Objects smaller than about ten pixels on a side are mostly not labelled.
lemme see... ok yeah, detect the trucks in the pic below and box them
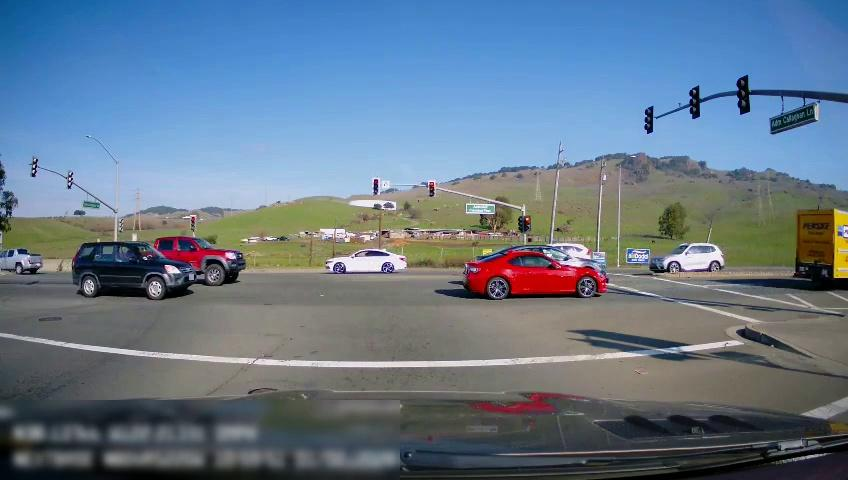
[152,235,248,287]
[790,207,848,281]
[0,248,43,275]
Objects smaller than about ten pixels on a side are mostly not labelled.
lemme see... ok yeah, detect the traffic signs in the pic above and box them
[82,199,101,209]
[464,201,497,216]
[768,100,821,135]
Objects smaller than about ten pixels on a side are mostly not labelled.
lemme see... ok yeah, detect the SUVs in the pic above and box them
[648,242,726,273]
[71,239,196,301]
[544,242,593,262]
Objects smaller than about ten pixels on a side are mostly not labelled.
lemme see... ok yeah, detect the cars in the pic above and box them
[325,248,408,275]
[462,246,611,301]
[475,244,606,277]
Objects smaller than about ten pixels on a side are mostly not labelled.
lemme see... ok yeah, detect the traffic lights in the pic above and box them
[66,169,75,190]
[189,214,198,232]
[117,215,125,233]
[687,84,702,120]
[523,214,532,232]
[426,178,437,197]
[735,74,751,115]
[372,177,381,196]
[516,215,525,232]
[643,104,655,135]
[30,156,40,178]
